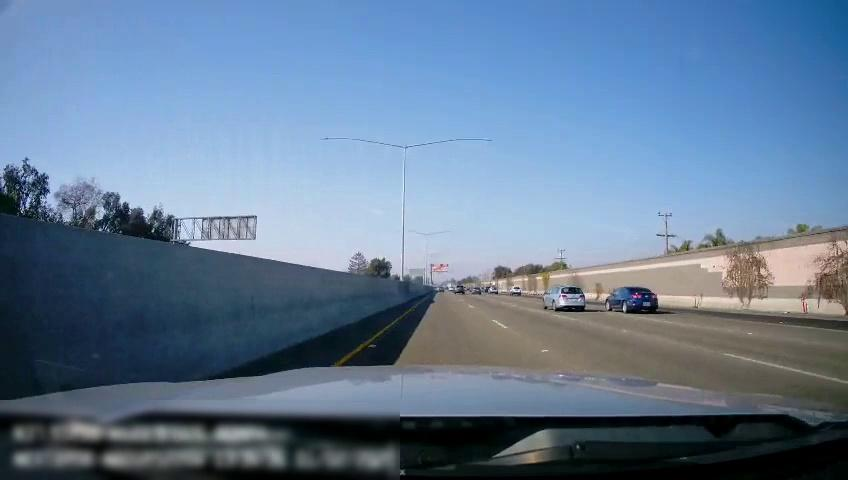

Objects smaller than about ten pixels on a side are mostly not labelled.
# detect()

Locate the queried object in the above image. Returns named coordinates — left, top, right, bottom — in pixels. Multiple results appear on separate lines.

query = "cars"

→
left=604, top=286, right=659, bottom=314
left=511, top=285, right=522, bottom=296
left=543, top=286, right=586, bottom=313
left=489, top=286, right=498, bottom=294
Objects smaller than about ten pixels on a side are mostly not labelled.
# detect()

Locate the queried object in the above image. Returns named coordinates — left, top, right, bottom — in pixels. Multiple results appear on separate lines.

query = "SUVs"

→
left=454, top=284, right=465, bottom=295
